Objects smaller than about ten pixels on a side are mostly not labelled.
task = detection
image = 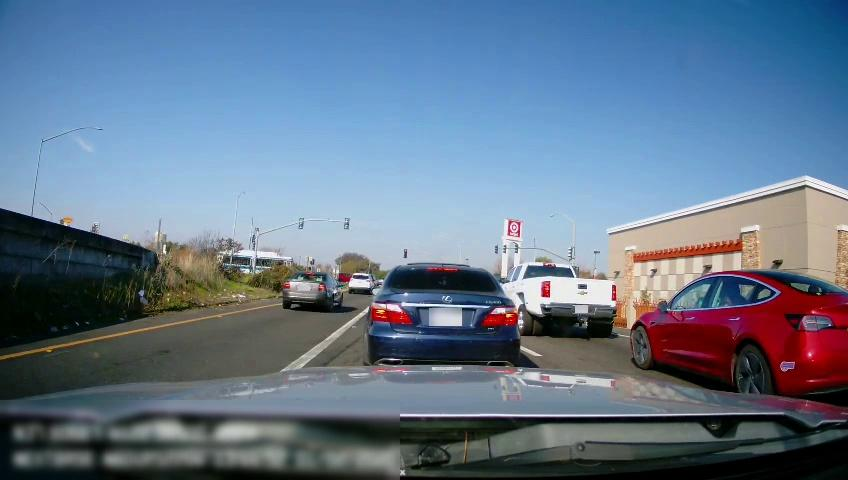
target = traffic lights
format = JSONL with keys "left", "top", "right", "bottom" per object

{"left": 494, "top": 244, "right": 499, "bottom": 255}
{"left": 343, "top": 217, "right": 350, "bottom": 231}
{"left": 567, "top": 247, "right": 573, "bottom": 261}
{"left": 502, "top": 243, "right": 507, "bottom": 255}
{"left": 297, "top": 217, "right": 305, "bottom": 230}
{"left": 513, "top": 242, "right": 519, "bottom": 256}
{"left": 403, "top": 248, "right": 408, "bottom": 260}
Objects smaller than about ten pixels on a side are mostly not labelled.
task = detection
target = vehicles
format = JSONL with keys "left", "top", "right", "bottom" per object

{"left": 491, "top": 262, "right": 618, "bottom": 338}
{"left": 628, "top": 267, "right": 848, "bottom": 408}
{"left": 361, "top": 262, "right": 522, "bottom": 367}
{"left": 216, "top": 249, "right": 292, "bottom": 282}
{"left": 348, "top": 272, "right": 376, "bottom": 296}
{"left": 279, "top": 271, "right": 346, "bottom": 312}
{"left": 337, "top": 273, "right": 352, "bottom": 283}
